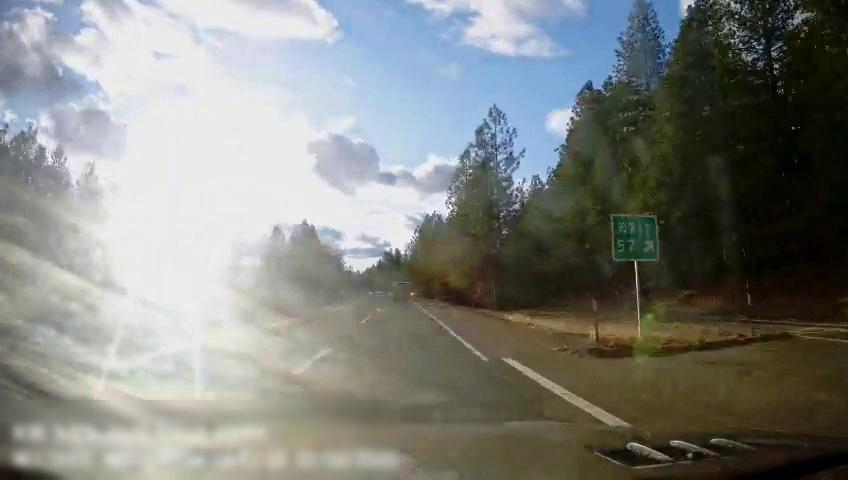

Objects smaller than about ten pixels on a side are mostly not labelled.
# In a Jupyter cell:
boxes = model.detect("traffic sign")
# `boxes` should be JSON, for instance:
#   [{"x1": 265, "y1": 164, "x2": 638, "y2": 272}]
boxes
[{"x1": 609, "y1": 213, "x2": 661, "y2": 262}]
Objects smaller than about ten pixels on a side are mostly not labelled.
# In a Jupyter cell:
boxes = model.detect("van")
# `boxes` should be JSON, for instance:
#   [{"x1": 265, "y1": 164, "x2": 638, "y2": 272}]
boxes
[{"x1": 391, "y1": 282, "x2": 412, "y2": 304}]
